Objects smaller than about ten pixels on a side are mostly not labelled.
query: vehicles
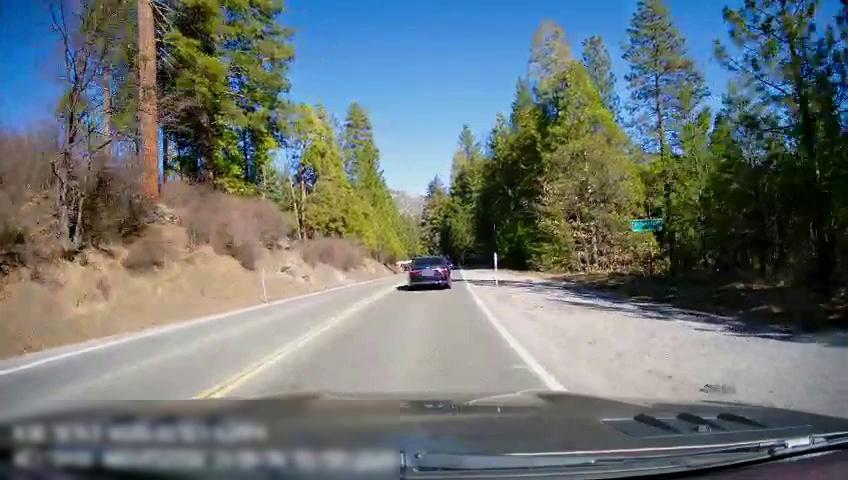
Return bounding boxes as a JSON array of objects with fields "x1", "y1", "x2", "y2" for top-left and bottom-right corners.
[
  {"x1": 441, "y1": 257, "x2": 456, "y2": 271},
  {"x1": 408, "y1": 255, "x2": 451, "y2": 289}
]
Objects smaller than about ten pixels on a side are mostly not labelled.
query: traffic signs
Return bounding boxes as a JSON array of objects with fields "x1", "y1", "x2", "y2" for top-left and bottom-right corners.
[{"x1": 630, "y1": 216, "x2": 664, "y2": 234}]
